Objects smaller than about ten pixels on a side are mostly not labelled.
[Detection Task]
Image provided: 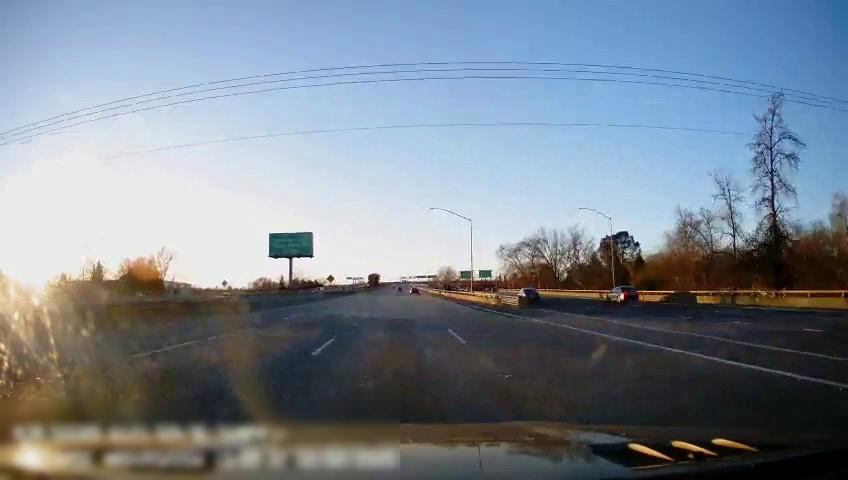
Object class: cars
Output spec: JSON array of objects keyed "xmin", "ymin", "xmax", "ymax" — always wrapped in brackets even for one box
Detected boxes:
[
  {"xmin": 409, "ymin": 287, "xmax": 420, "ymax": 295},
  {"xmin": 606, "ymin": 286, "xmax": 639, "ymax": 305},
  {"xmin": 517, "ymin": 288, "xmax": 540, "ymax": 303}
]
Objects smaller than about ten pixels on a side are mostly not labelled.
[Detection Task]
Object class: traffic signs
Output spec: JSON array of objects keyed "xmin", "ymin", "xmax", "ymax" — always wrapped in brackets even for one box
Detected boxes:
[
  {"xmin": 460, "ymin": 270, "xmax": 472, "ymax": 278},
  {"xmin": 427, "ymin": 275, "xmax": 438, "ymax": 278},
  {"xmin": 416, "ymin": 275, "xmax": 427, "ymax": 278},
  {"xmin": 479, "ymin": 269, "xmax": 492, "ymax": 277}
]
